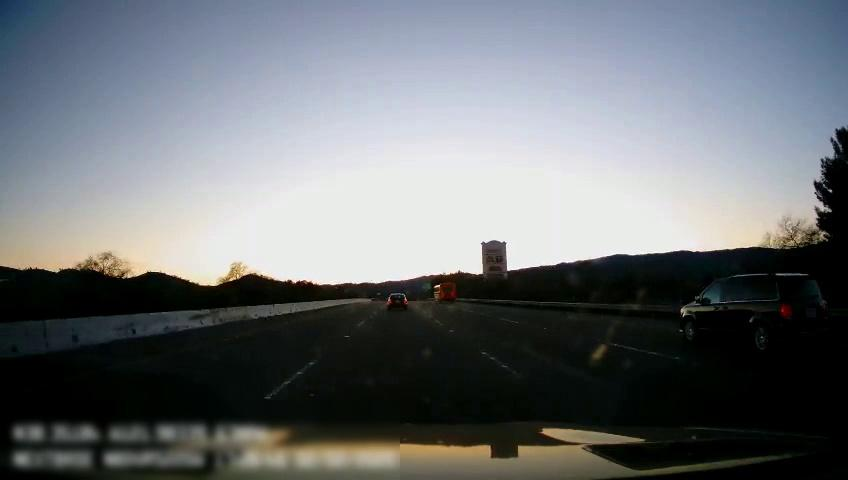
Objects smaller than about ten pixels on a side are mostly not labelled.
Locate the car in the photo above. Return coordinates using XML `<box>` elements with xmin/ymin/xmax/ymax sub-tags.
<box><xmin>387</xmin><ymin>293</ymin><xmax>407</xmax><ymax>310</ymax></box>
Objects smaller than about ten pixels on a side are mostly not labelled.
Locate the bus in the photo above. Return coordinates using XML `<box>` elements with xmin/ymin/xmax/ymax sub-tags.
<box><xmin>433</xmin><ymin>283</ymin><xmax>456</xmax><ymax>304</ymax></box>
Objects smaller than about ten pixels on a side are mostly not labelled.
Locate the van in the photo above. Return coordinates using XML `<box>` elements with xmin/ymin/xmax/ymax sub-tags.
<box><xmin>679</xmin><ymin>273</ymin><xmax>830</xmax><ymax>357</ymax></box>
